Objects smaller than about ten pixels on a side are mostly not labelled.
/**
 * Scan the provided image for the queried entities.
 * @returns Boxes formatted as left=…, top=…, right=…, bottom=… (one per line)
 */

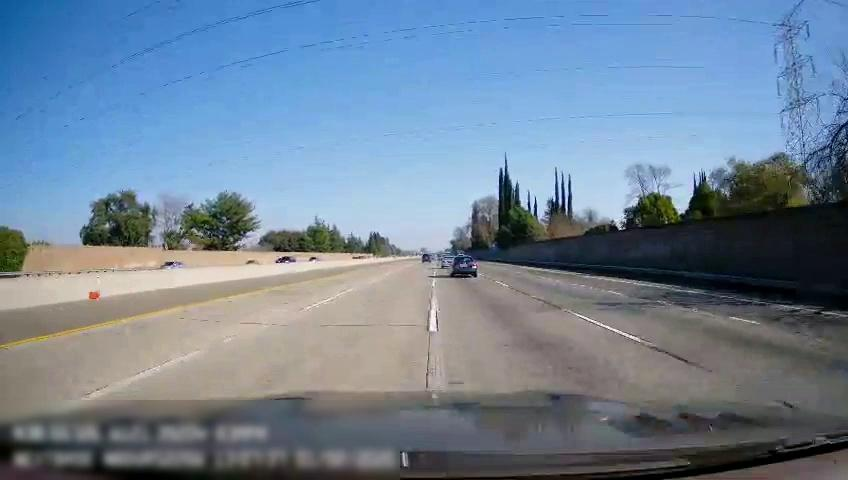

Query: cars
left=159, top=261, right=184, bottom=270
left=450, top=256, right=479, bottom=278
left=440, top=255, right=454, bottom=269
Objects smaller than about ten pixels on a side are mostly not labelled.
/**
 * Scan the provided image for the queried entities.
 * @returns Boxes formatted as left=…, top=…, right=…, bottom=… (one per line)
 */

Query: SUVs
left=421, top=253, right=431, bottom=264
